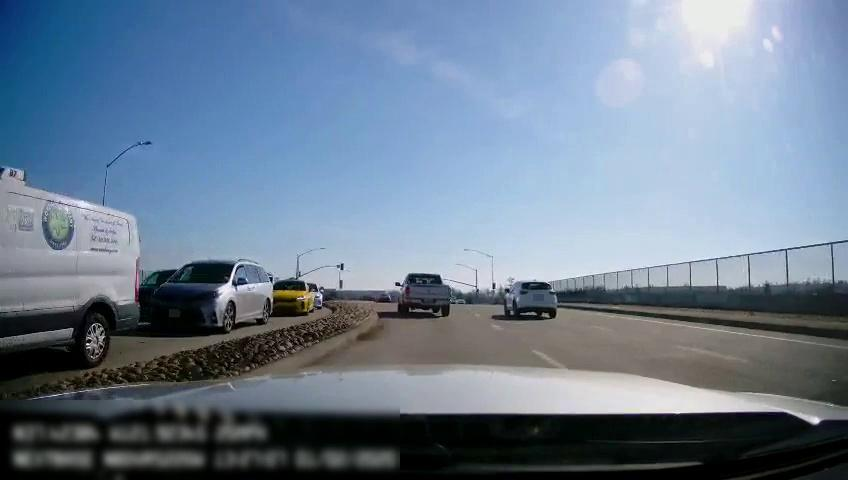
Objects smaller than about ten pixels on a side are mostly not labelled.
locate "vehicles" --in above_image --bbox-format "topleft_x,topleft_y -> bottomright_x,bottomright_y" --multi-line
138,269 -> 181,324
503,280 -> 558,320
271,279 -> 315,317
394,272 -> 451,318
305,282 -> 325,310
0,177 -> 142,368
367,293 -> 392,303
148,260 -> 274,335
